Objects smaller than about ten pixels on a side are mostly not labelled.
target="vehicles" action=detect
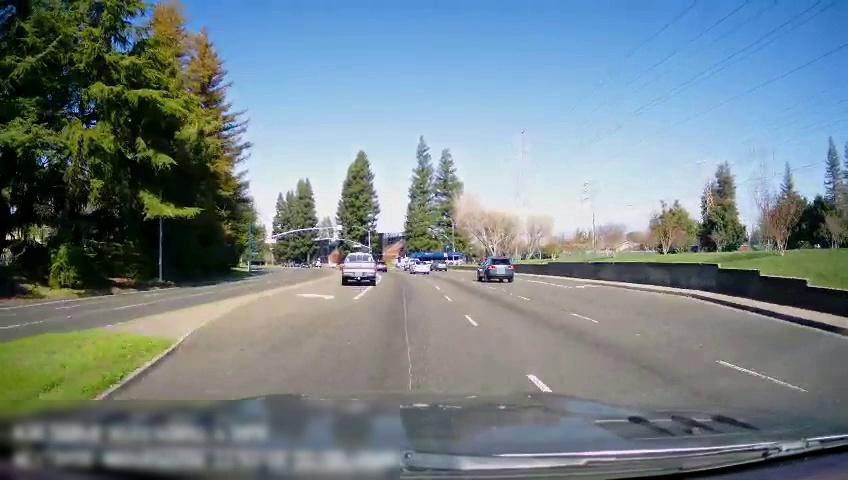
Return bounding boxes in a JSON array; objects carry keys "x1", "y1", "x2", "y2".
[
  {"x1": 409, "y1": 260, "x2": 431, "y2": 275},
  {"x1": 375, "y1": 261, "x2": 388, "y2": 273},
  {"x1": 430, "y1": 260, "x2": 447, "y2": 272},
  {"x1": 476, "y1": 257, "x2": 514, "y2": 283},
  {"x1": 403, "y1": 258, "x2": 419, "y2": 272},
  {"x1": 342, "y1": 253, "x2": 376, "y2": 286}
]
